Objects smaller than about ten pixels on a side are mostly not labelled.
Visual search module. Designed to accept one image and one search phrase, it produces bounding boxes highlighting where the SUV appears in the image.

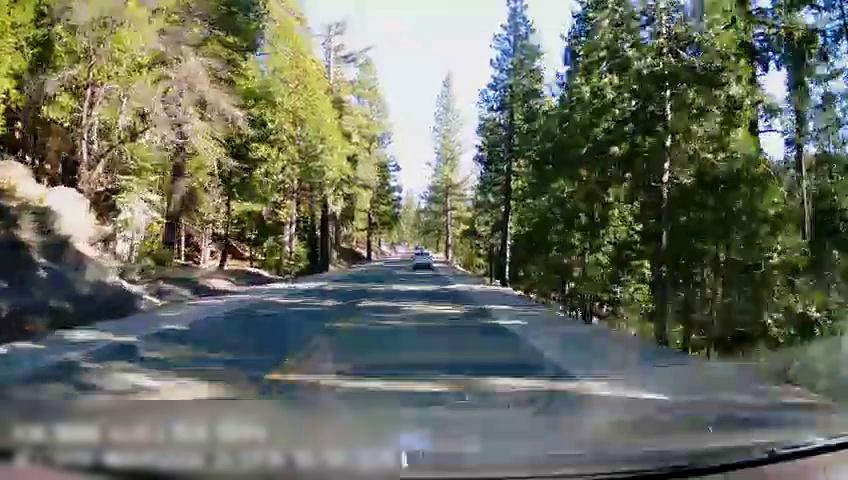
[412,251,433,271]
